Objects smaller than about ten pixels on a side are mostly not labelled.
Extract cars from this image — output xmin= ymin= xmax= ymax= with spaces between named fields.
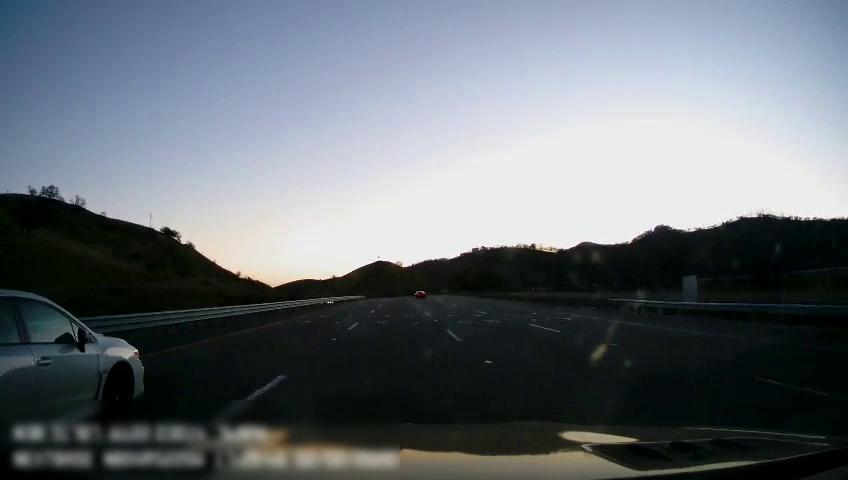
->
xmin=415 ymin=290 xmax=426 ymax=299
xmin=0 ymin=289 xmax=144 ymax=443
